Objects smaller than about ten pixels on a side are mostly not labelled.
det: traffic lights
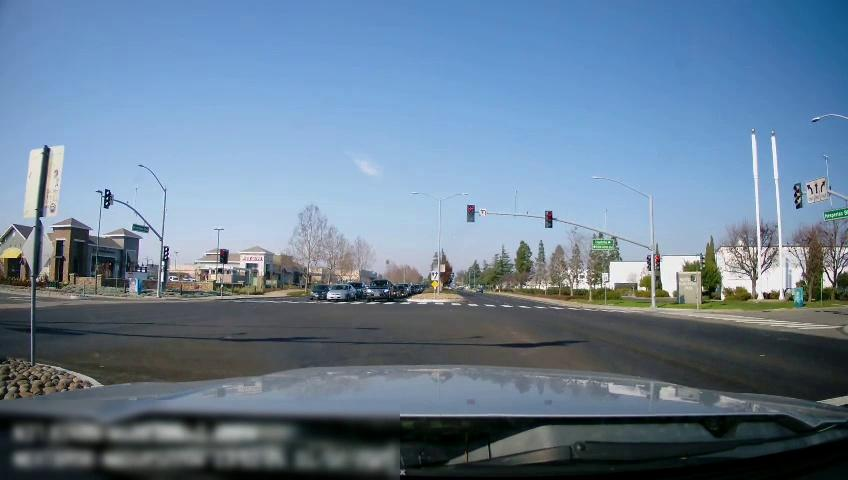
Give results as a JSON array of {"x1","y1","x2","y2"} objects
[
  {"x1": 646, "y1": 255, "x2": 652, "y2": 272},
  {"x1": 466, "y1": 204, "x2": 475, "y2": 223},
  {"x1": 219, "y1": 250, "x2": 224, "y2": 264},
  {"x1": 792, "y1": 183, "x2": 804, "y2": 209},
  {"x1": 224, "y1": 251, "x2": 229, "y2": 265},
  {"x1": 653, "y1": 254, "x2": 660, "y2": 271},
  {"x1": 544, "y1": 210, "x2": 553, "y2": 228},
  {"x1": 162, "y1": 248, "x2": 169, "y2": 264},
  {"x1": 103, "y1": 190, "x2": 111, "y2": 211}
]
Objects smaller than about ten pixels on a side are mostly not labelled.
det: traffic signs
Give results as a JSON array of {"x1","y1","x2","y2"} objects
[
  {"x1": 592, "y1": 239, "x2": 614, "y2": 251},
  {"x1": 431, "y1": 270, "x2": 440, "y2": 281},
  {"x1": 823, "y1": 207, "x2": 848, "y2": 221},
  {"x1": 806, "y1": 176, "x2": 828, "y2": 204}
]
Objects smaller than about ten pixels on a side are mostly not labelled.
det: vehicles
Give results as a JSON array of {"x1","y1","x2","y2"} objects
[
  {"x1": 393, "y1": 284, "x2": 406, "y2": 302},
  {"x1": 367, "y1": 281, "x2": 396, "y2": 303},
  {"x1": 310, "y1": 286, "x2": 332, "y2": 303},
  {"x1": 352, "y1": 284, "x2": 367, "y2": 301},
  {"x1": 329, "y1": 285, "x2": 359, "y2": 302}
]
